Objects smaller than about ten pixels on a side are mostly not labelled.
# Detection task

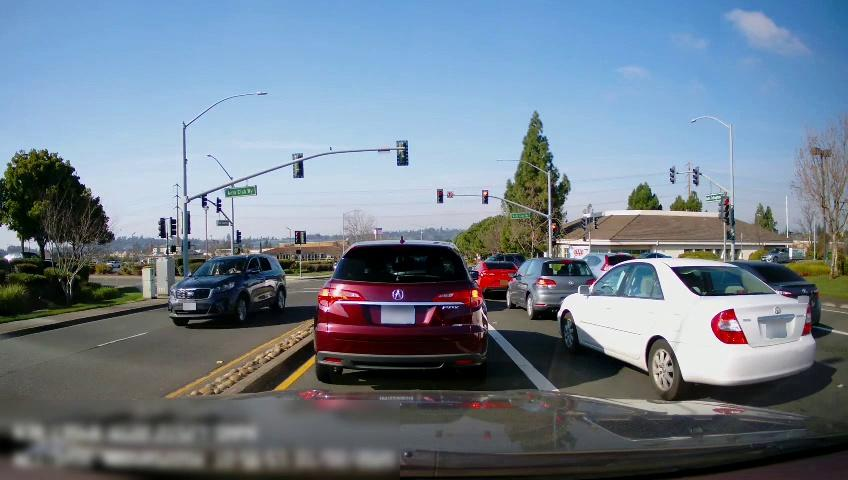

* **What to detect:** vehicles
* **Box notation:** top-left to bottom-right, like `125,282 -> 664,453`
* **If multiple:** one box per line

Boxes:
311,241 -> 489,383
168,253 -> 289,328
583,251 -> 633,279
506,256 -> 596,321
730,259 -> 822,325
474,260 -> 515,295
555,257 -> 819,401
638,251 -> 669,261
484,253 -> 525,266
762,246 -> 789,262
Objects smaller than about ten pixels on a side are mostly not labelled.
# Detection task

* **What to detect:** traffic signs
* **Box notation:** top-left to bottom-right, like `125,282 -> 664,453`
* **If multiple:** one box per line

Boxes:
511,213 -> 530,221
704,193 -> 721,202
215,219 -> 230,228
224,184 -> 258,198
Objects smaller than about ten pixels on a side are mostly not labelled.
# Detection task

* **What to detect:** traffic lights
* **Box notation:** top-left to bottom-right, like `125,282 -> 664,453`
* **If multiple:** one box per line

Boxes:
692,168 -> 699,186
481,188 -> 490,207
395,137 -> 411,168
216,197 -> 224,214
436,188 -> 446,205
236,230 -> 243,243
159,218 -> 167,237
170,217 -> 176,237
200,194 -> 207,208
669,168 -> 677,183
582,216 -> 589,230
291,151 -> 304,178
302,231 -> 307,244
295,231 -> 302,244
592,216 -> 600,230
